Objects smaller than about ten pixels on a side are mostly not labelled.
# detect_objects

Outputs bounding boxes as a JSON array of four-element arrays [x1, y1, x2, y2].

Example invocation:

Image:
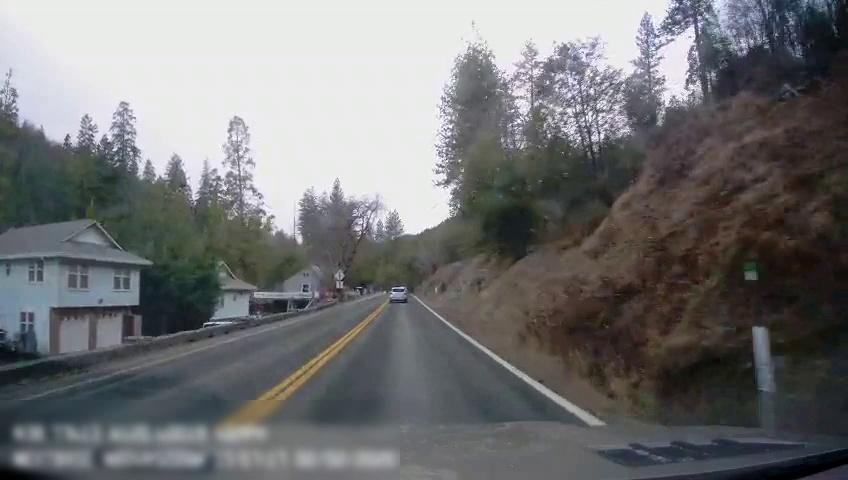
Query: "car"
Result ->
[[389, 286, 408, 303]]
